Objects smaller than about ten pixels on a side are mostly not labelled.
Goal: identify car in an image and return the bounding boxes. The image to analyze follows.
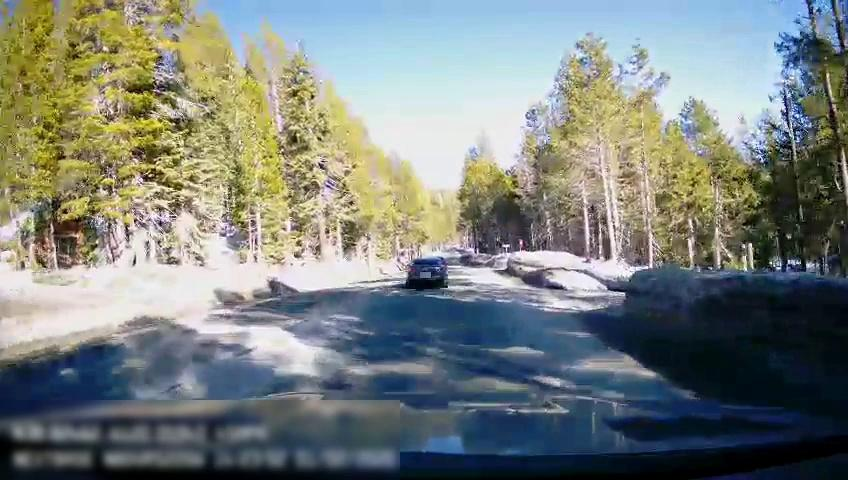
[406,258,448,288]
